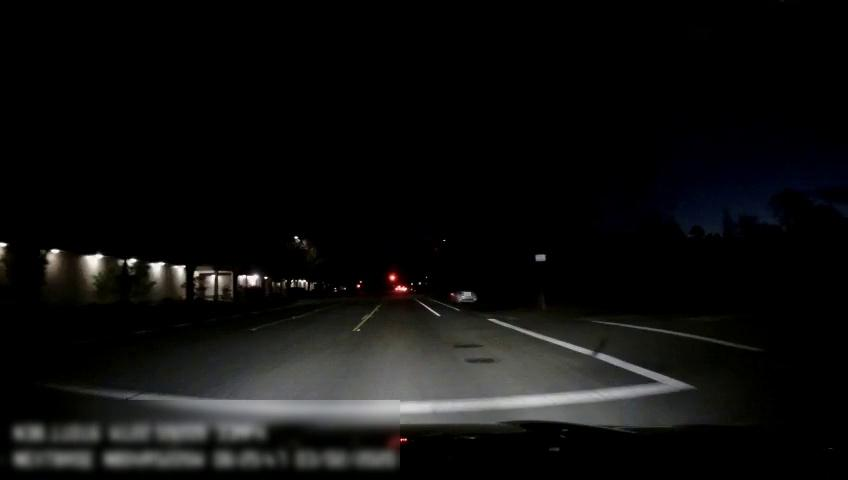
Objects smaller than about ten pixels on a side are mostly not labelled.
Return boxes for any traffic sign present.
[534,254,547,263]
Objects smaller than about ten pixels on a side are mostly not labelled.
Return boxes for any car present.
[449,287,478,304]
